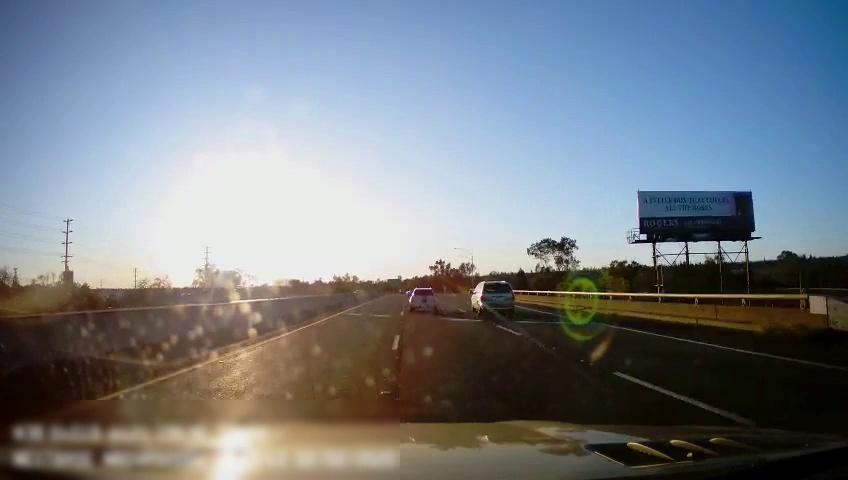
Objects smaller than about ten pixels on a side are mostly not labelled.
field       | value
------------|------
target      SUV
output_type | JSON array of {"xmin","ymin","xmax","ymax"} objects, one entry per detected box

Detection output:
[{"xmin": 468, "ymin": 280, "xmax": 516, "ymax": 319}]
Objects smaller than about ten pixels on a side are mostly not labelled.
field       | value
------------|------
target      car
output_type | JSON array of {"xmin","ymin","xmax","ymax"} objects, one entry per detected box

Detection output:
[{"xmin": 409, "ymin": 288, "xmax": 438, "ymax": 313}]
